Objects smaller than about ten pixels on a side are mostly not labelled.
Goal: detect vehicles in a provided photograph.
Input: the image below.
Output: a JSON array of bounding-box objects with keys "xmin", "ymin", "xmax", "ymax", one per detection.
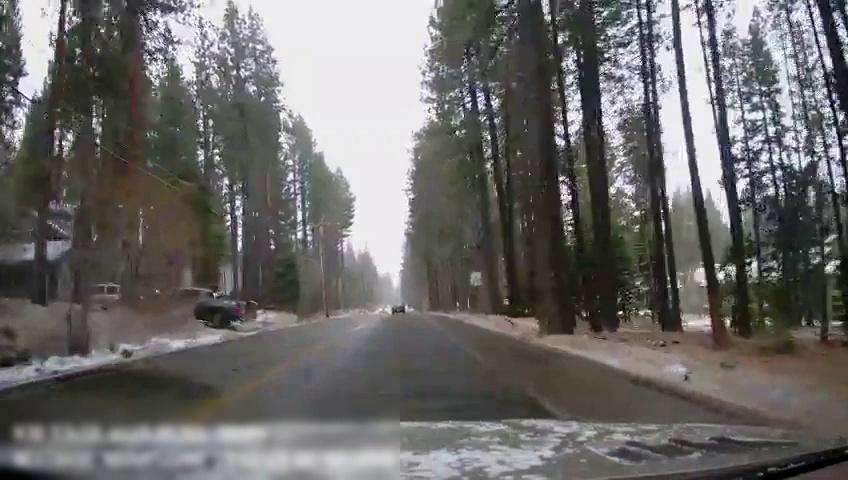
[
  {"xmin": 89, "ymin": 283, "xmax": 120, "ymax": 303},
  {"xmin": 390, "ymin": 303, "xmax": 406, "ymax": 314},
  {"xmin": 180, "ymin": 287, "xmax": 244, "ymax": 329}
]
